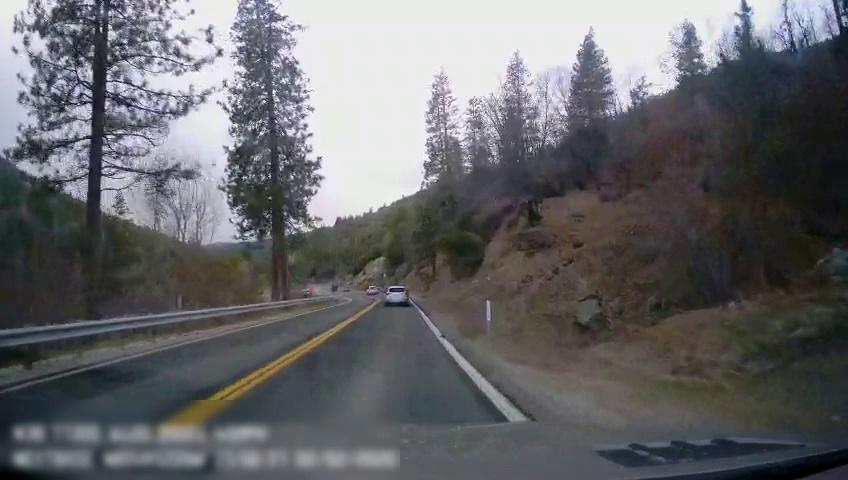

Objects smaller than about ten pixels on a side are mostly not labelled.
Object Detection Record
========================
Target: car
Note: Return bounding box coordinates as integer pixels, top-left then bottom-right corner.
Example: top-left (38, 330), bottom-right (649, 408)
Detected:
top-left (384, 285), bottom-right (409, 307)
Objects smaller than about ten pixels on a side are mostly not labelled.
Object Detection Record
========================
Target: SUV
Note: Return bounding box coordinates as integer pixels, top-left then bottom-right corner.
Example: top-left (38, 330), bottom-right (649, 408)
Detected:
top-left (366, 285), bottom-right (378, 296)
